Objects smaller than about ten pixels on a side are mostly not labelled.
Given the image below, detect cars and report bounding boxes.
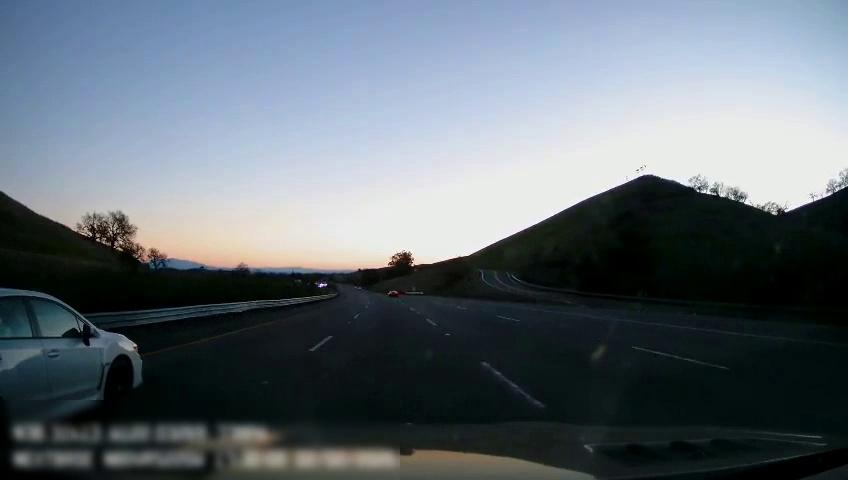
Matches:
[388,290,400,298]
[0,288,144,443]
